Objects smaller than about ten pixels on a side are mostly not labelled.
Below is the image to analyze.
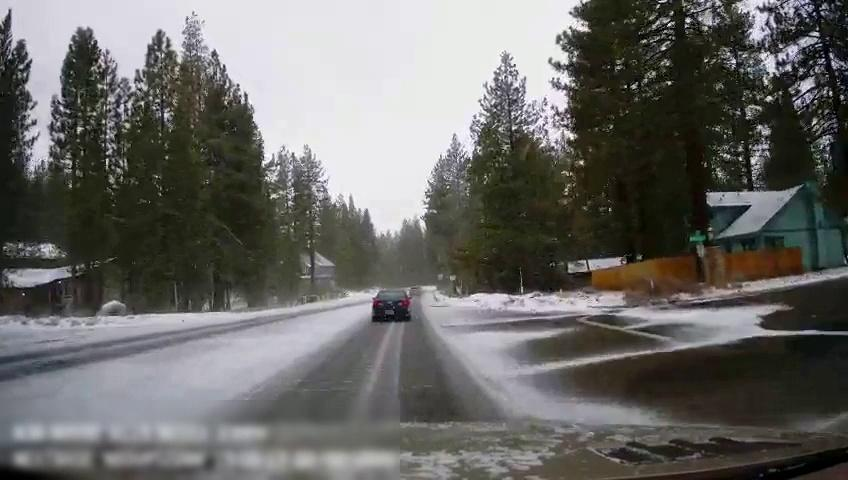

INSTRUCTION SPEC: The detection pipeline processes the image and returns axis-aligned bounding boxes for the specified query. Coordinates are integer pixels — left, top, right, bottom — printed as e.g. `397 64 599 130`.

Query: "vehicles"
371 287 413 321
408 286 421 297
